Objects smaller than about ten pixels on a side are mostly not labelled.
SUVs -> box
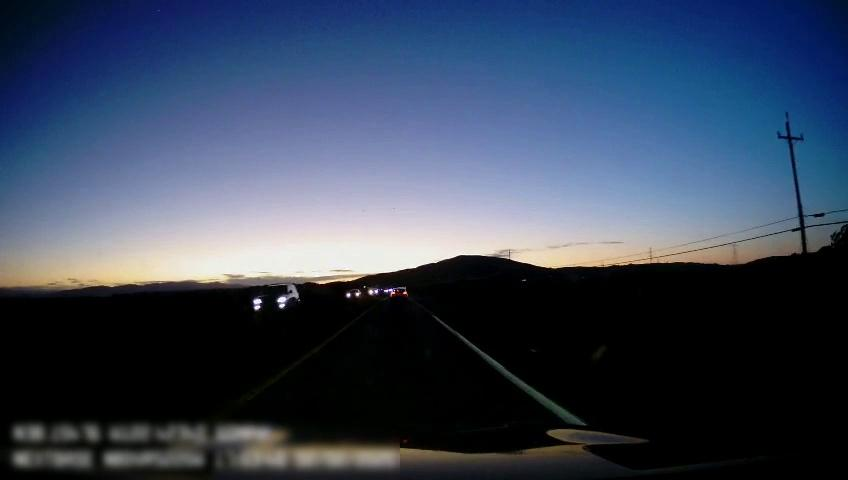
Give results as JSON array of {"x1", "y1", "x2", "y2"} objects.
[{"x1": 252, "y1": 283, "x2": 300, "y2": 311}]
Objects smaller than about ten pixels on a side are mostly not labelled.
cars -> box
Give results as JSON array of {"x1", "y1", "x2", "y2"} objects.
[
  {"x1": 390, "y1": 287, "x2": 409, "y2": 301},
  {"x1": 345, "y1": 288, "x2": 363, "y2": 299}
]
